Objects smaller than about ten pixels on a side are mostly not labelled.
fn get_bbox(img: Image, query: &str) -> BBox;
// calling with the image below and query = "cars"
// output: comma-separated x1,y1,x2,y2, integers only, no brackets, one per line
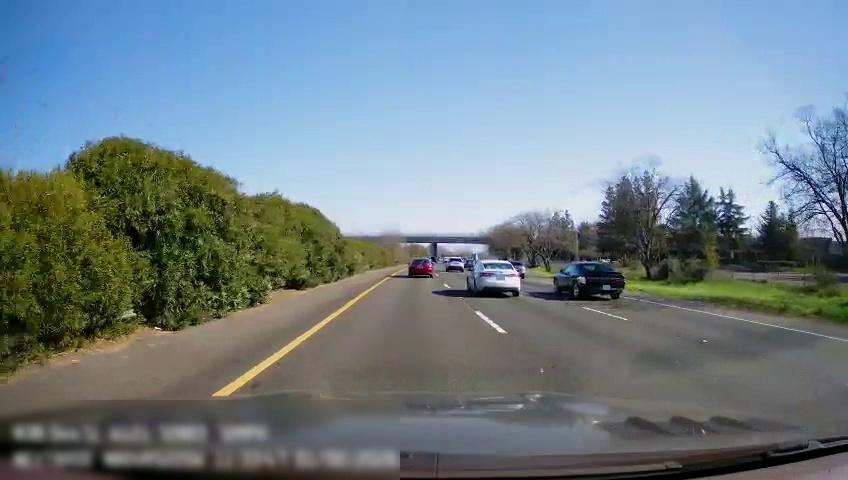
446,257,463,272
465,257,522,298
508,260,528,276
553,260,625,300
407,257,435,278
